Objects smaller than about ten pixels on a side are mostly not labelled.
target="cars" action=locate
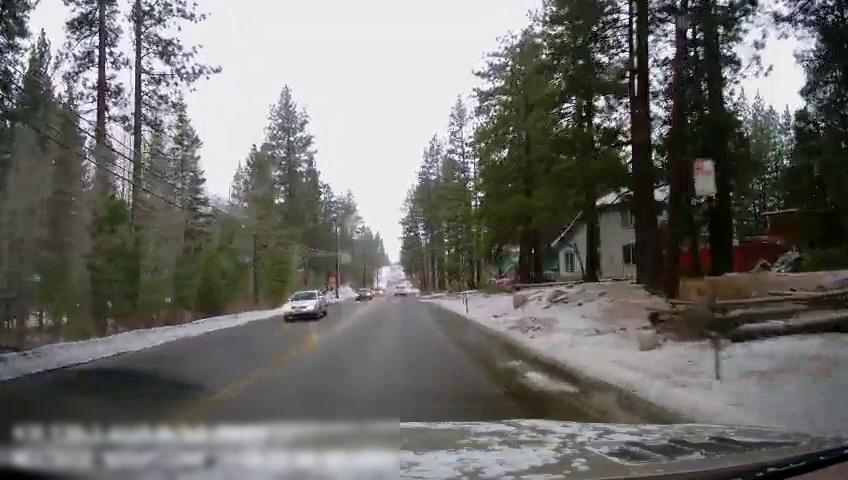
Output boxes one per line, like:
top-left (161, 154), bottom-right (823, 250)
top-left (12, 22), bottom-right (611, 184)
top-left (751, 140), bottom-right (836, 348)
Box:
top-left (283, 289), bottom-right (329, 322)
top-left (354, 287), bottom-right (374, 302)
